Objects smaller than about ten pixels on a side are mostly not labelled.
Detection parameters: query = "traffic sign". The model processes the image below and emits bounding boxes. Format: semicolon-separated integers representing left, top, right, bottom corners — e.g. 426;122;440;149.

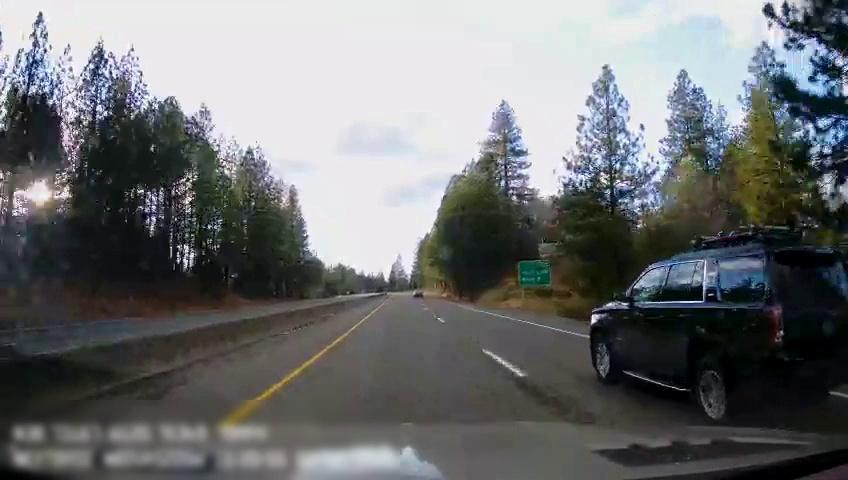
518;260;552;289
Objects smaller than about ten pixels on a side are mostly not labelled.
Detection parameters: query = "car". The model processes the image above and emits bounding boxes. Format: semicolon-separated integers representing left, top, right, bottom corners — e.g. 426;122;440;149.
413;289;424;299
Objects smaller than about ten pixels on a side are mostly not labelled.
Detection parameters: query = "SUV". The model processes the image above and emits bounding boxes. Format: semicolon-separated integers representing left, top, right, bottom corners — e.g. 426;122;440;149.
588;222;848;428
